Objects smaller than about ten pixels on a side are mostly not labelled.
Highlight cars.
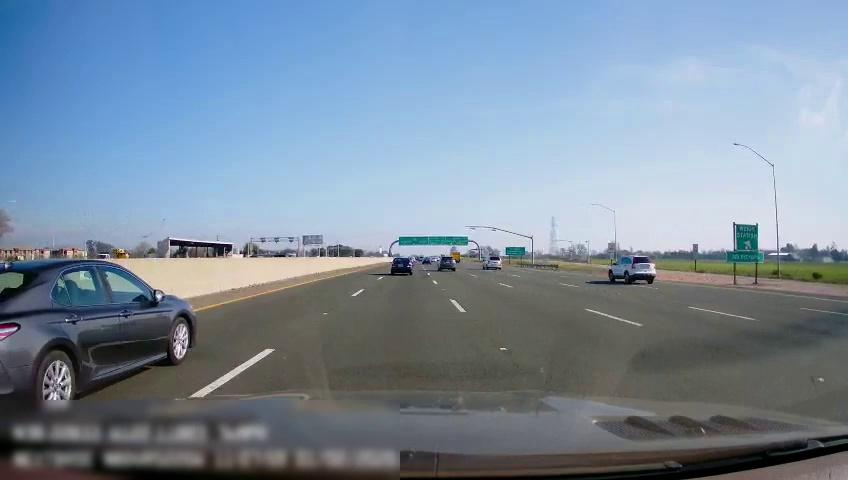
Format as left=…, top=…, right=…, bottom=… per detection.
left=0, top=257, right=198, bottom=414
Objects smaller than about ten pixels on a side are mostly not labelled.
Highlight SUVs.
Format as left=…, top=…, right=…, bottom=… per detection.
left=608, top=255, right=658, bottom=285
left=436, top=256, right=456, bottom=272
left=389, top=257, right=414, bottom=276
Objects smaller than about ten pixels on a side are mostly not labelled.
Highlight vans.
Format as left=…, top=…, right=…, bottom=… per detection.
left=481, top=255, right=502, bottom=271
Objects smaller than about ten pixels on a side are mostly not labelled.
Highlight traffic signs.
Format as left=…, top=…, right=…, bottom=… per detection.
left=724, top=249, right=766, bottom=264
left=607, top=242, right=616, bottom=256
left=735, top=223, right=759, bottom=250
left=505, top=246, right=526, bottom=256
left=302, top=234, right=324, bottom=244
left=398, top=235, right=469, bottom=247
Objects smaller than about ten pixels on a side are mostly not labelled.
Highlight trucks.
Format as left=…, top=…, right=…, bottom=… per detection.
left=451, top=252, right=461, bottom=264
